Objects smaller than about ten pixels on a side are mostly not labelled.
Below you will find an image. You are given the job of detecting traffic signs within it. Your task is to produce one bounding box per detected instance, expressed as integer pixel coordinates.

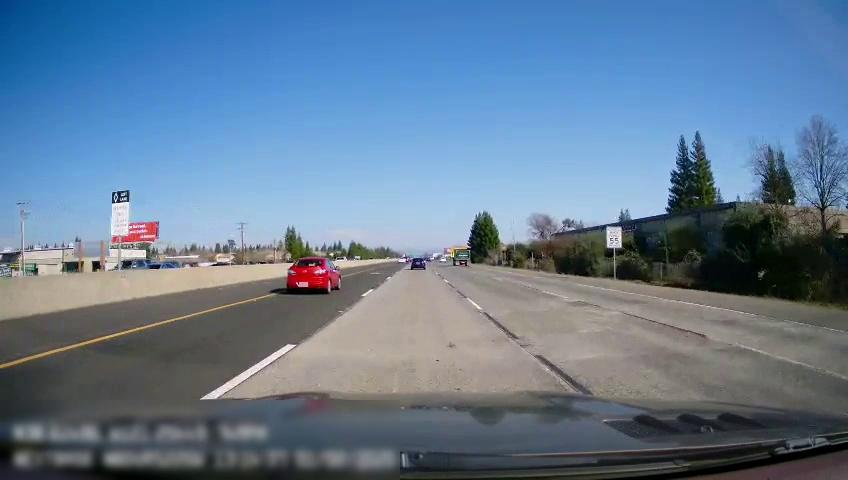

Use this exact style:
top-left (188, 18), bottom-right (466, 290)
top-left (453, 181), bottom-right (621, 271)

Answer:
top-left (606, 226), bottom-right (621, 249)
top-left (110, 189), bottom-right (131, 236)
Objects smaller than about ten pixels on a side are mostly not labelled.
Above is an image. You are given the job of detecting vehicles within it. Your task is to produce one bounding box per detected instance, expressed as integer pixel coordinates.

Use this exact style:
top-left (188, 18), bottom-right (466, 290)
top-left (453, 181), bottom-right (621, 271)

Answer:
top-left (452, 248), bottom-right (471, 267)
top-left (334, 256), bottom-right (348, 262)
top-left (107, 258), bottom-right (150, 272)
top-left (409, 257), bottom-right (426, 271)
top-left (286, 256), bottom-right (344, 294)
top-left (145, 261), bottom-right (181, 270)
